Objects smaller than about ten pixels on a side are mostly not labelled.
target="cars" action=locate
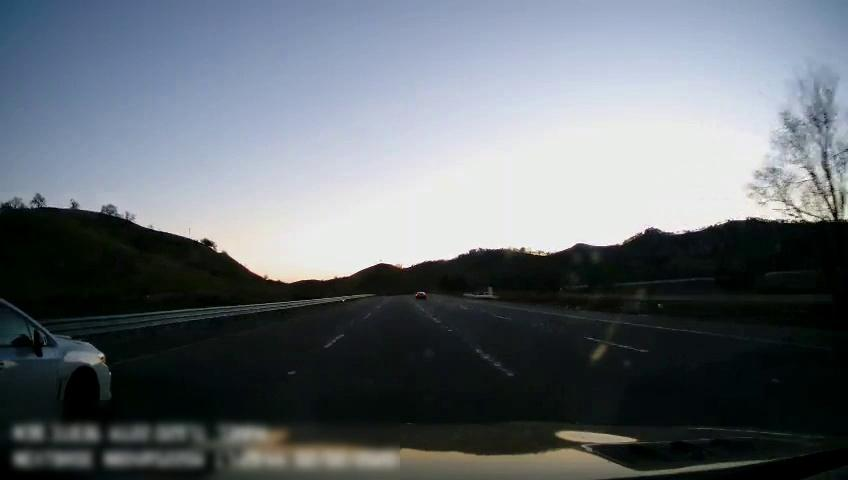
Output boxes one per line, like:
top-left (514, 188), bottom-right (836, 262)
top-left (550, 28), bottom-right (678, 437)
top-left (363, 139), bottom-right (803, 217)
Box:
top-left (0, 298), bottom-right (114, 443)
top-left (415, 291), bottom-right (426, 300)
